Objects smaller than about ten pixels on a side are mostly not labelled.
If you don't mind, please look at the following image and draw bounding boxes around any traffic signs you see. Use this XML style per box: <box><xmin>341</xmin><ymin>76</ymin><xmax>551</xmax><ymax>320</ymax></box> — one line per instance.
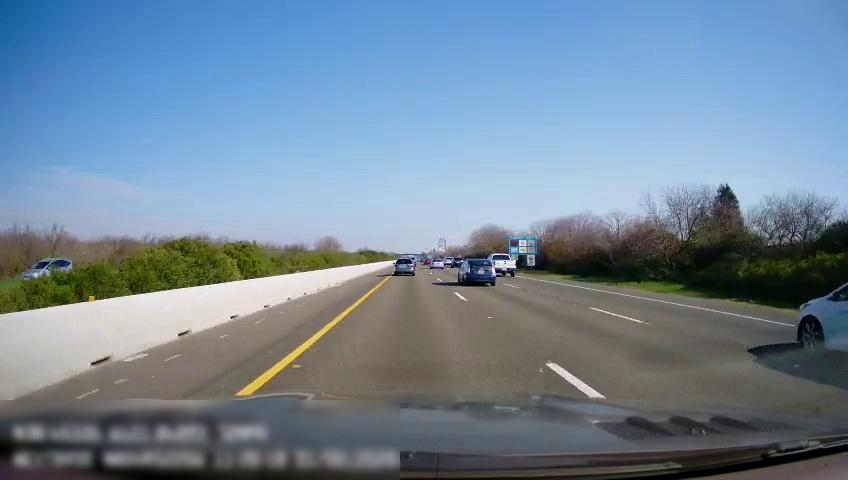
<box><xmin>526</xmin><ymin>254</ymin><xmax>535</xmax><ymax>267</ymax></box>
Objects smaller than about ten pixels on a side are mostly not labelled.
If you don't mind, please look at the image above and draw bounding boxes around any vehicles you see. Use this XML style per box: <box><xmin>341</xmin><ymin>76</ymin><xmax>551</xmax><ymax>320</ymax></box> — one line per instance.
<box><xmin>451</xmin><ymin>257</ymin><xmax>465</xmax><ymax>269</ymax></box>
<box><xmin>430</xmin><ymin>257</ymin><xmax>445</xmax><ymax>269</ymax></box>
<box><xmin>392</xmin><ymin>257</ymin><xmax>415</xmax><ymax>276</ymax></box>
<box><xmin>443</xmin><ymin>256</ymin><xmax>455</xmax><ymax>266</ymax></box>
<box><xmin>457</xmin><ymin>258</ymin><xmax>497</xmax><ymax>288</ymax></box>
<box><xmin>486</xmin><ymin>252</ymin><xmax>517</xmax><ymax>277</ymax></box>
<box><xmin>795</xmin><ymin>283</ymin><xmax>848</xmax><ymax>361</ymax></box>
<box><xmin>18</xmin><ymin>257</ymin><xmax>74</xmax><ymax>282</ymax></box>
